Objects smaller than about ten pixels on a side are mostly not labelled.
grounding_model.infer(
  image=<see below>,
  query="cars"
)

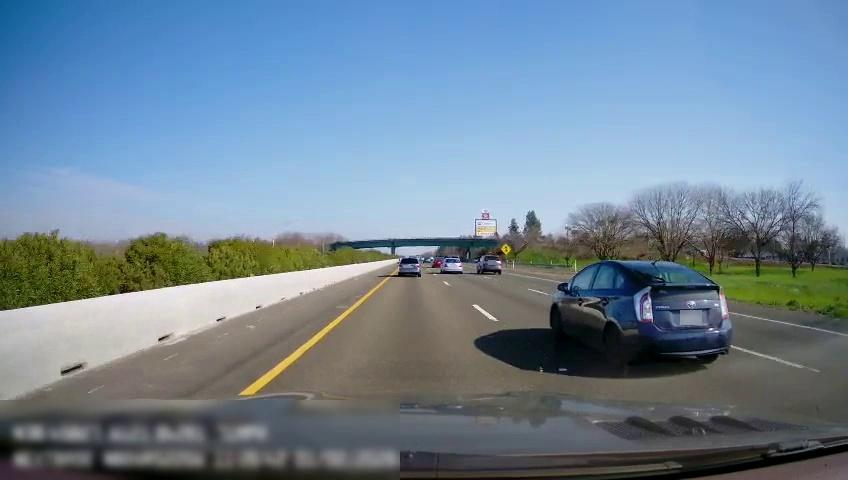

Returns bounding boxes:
[439,257,463,274]
[549,260,732,372]
[431,260,441,268]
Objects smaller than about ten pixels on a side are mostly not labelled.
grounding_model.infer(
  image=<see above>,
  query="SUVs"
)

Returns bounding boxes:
[475,253,503,275]
[399,257,423,277]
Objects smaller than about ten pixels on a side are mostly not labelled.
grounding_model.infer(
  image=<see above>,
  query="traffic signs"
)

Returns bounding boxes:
[500,243,512,255]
